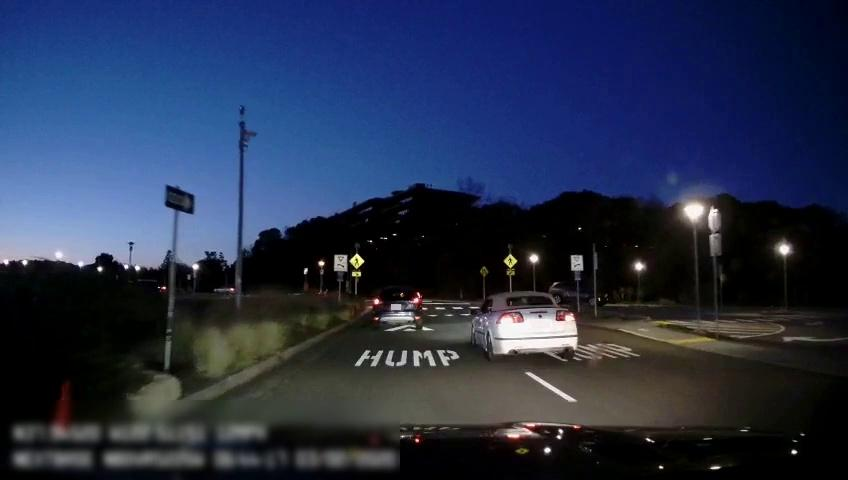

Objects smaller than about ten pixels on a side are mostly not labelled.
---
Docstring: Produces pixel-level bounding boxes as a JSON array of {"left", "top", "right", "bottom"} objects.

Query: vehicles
[
  {"left": 287, "top": 288, "right": 327, "bottom": 298},
  {"left": 548, "top": 281, "right": 610, "bottom": 307},
  {"left": 137, "top": 279, "right": 160, "bottom": 295},
  {"left": 213, "top": 284, "right": 236, "bottom": 294},
  {"left": 469, "top": 290, "right": 578, "bottom": 362},
  {"left": 372, "top": 287, "right": 423, "bottom": 330}
]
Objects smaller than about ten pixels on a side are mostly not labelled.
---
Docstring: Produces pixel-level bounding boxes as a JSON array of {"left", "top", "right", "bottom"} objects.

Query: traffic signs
[
  {"left": 502, "top": 253, "right": 519, "bottom": 269},
  {"left": 479, "top": 265, "right": 489, "bottom": 278},
  {"left": 333, "top": 253, "right": 349, "bottom": 273},
  {"left": 164, "top": 183, "right": 195, "bottom": 215},
  {"left": 348, "top": 252, "right": 366, "bottom": 270},
  {"left": 570, "top": 254, "right": 584, "bottom": 272},
  {"left": 351, "top": 270, "right": 362, "bottom": 278},
  {"left": 505, "top": 270, "right": 516, "bottom": 276}
]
